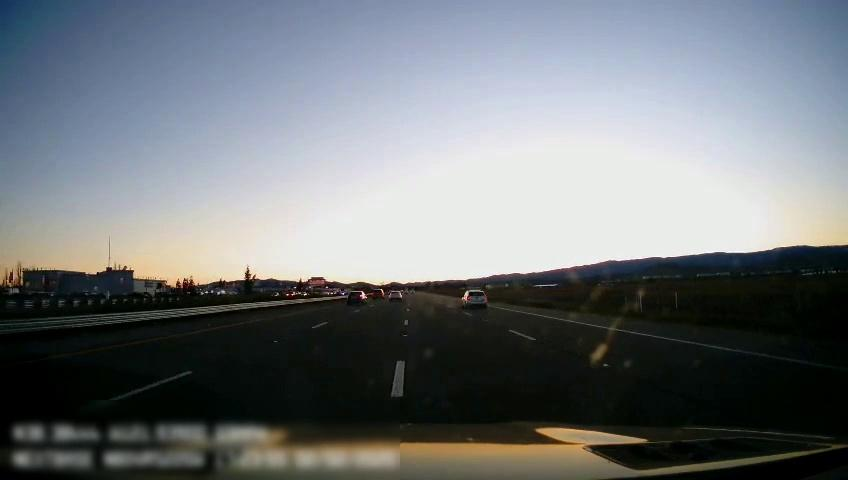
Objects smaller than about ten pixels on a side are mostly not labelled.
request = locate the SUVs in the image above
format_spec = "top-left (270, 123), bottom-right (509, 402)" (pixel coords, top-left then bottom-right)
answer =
top-left (371, 289), bottom-right (385, 300)
top-left (460, 290), bottom-right (488, 311)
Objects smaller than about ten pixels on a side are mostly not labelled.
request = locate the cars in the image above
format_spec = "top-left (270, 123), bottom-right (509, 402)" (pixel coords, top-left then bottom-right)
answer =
top-left (347, 291), bottom-right (368, 306)
top-left (388, 290), bottom-right (403, 302)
